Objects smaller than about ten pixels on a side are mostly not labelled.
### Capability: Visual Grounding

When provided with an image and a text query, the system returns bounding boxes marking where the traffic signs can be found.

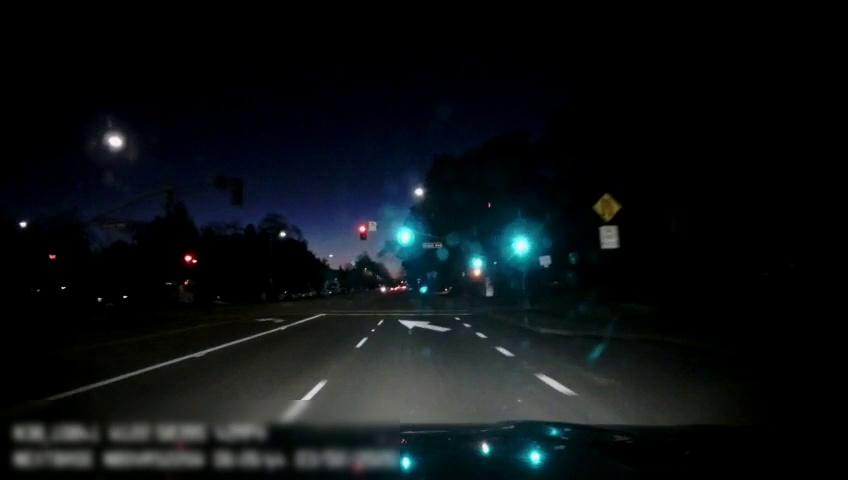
[422,242,442,250]
[599,225,619,249]
[593,193,620,222]
[368,221,377,233]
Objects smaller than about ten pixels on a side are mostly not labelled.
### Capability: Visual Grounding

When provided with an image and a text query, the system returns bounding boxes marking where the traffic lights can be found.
[232,178,241,203]
[359,223,367,240]
[402,225,409,242]
[517,233,525,253]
